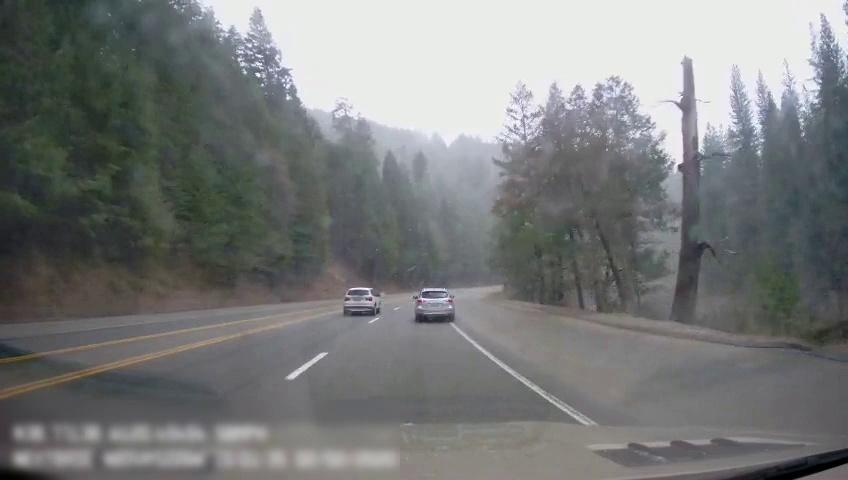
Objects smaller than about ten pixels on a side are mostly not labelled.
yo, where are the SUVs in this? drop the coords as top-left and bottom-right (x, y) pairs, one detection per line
(343, 288), (381, 316)
(413, 288), (456, 322)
